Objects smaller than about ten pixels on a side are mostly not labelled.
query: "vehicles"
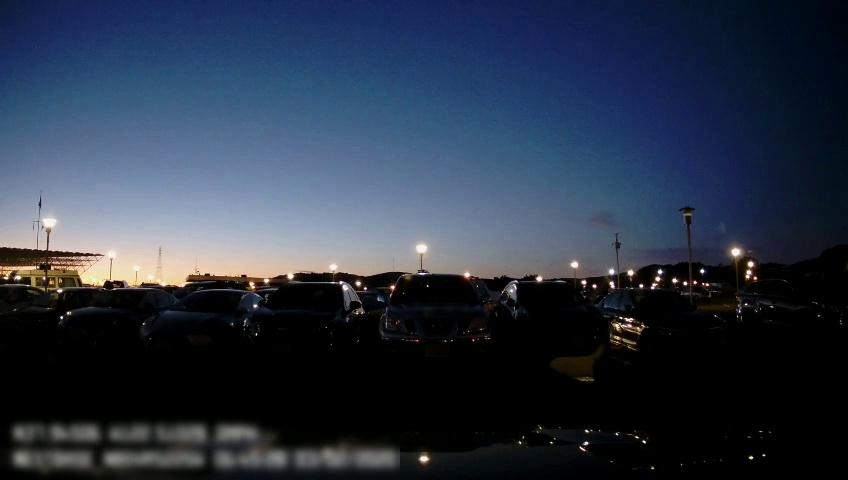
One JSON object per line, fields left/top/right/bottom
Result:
{"left": 0, "top": 266, "right": 82, "bottom": 294}
{"left": 491, "top": 278, "right": 614, "bottom": 366}
{"left": 3, "top": 288, "right": 109, "bottom": 337}
{"left": 137, "top": 288, "right": 266, "bottom": 365}
{"left": 590, "top": 288, "right": 738, "bottom": 371}
{"left": 52, "top": 287, "right": 179, "bottom": 355}
{"left": 737, "top": 276, "right": 848, "bottom": 345}
{"left": 0, "top": 283, "right": 47, "bottom": 323}
{"left": 240, "top": 279, "right": 372, "bottom": 373}
{"left": 102, "top": 279, "right": 129, "bottom": 290}
{"left": 373, "top": 271, "right": 503, "bottom": 381}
